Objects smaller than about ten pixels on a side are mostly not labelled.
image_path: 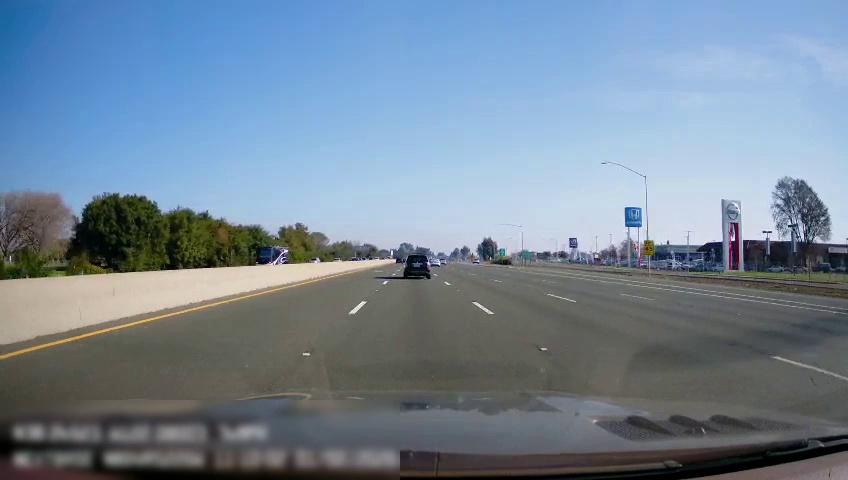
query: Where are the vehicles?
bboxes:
[401,253,431,280]
[253,245,290,266]
[308,256,322,264]
[429,259,441,268]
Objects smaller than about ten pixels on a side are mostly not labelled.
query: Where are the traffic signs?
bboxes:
[643,239,655,256]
